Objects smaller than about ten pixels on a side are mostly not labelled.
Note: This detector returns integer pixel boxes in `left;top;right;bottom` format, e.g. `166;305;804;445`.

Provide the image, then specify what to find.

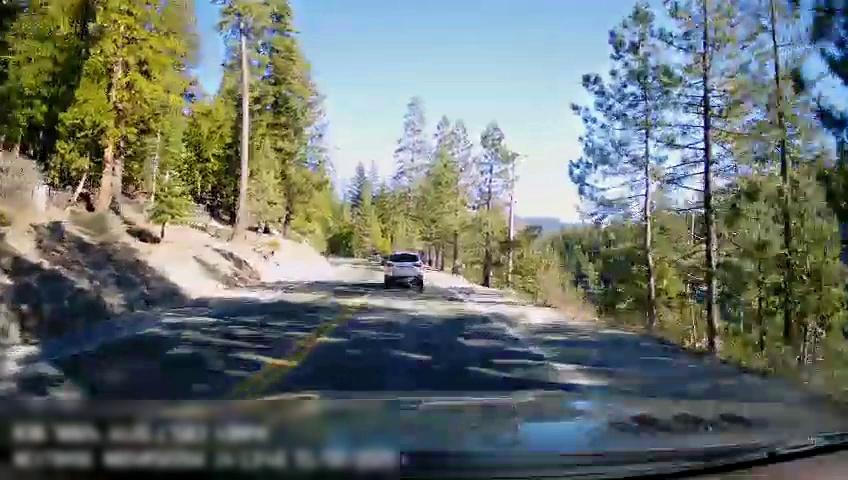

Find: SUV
384;253;424;290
